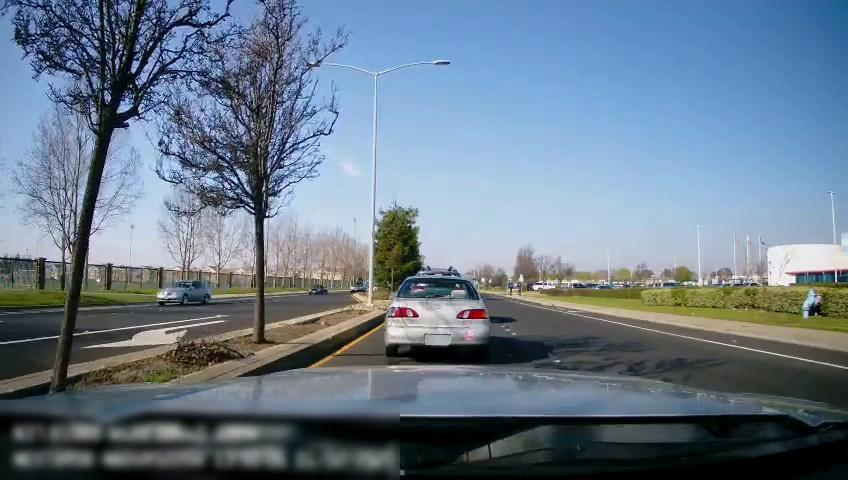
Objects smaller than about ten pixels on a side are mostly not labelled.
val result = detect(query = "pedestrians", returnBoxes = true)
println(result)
[508,280,513,296]
[517,280,522,297]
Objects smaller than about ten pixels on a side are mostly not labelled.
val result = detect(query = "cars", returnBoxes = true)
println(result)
[384,274,491,359]
[157,279,212,306]
[308,284,328,296]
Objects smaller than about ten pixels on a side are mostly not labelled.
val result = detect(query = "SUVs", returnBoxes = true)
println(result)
[349,281,367,294]
[418,263,463,279]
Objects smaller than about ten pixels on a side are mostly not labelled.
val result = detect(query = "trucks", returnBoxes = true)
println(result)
[530,279,555,291]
